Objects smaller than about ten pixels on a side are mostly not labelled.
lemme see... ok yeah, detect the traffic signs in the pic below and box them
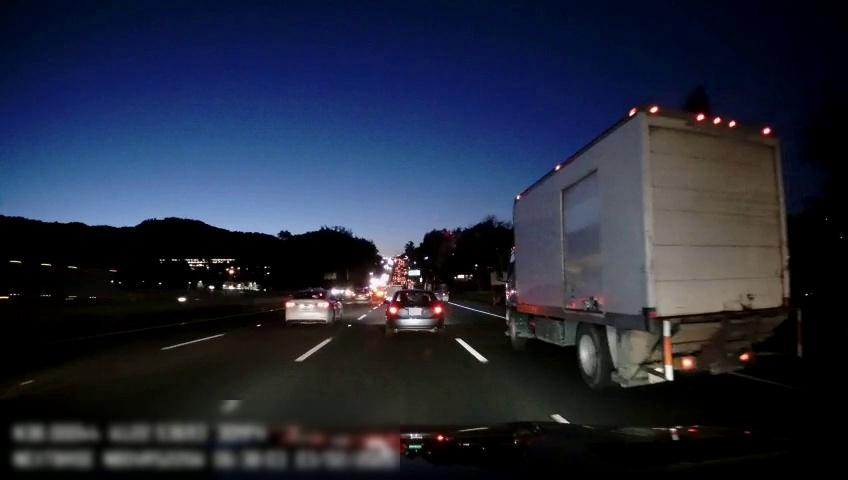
[491,271,506,285]
[407,270,420,277]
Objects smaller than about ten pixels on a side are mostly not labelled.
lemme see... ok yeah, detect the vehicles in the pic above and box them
[506,104,791,396]
[423,280,451,305]
[384,289,444,338]
[284,290,343,326]
[176,287,224,308]
[353,292,371,306]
